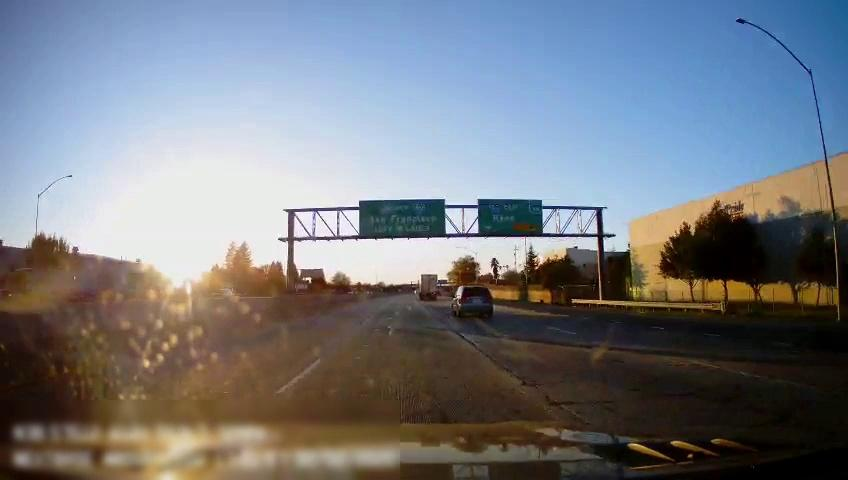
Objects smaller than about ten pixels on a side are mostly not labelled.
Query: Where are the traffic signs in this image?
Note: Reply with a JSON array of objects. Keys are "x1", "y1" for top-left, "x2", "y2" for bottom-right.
[
  {"x1": 477, "y1": 198, "x2": 543, "y2": 235},
  {"x1": 358, "y1": 200, "x2": 446, "y2": 236}
]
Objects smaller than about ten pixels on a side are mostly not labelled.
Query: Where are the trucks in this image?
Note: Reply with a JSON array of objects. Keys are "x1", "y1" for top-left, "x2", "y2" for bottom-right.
[{"x1": 419, "y1": 273, "x2": 438, "y2": 300}]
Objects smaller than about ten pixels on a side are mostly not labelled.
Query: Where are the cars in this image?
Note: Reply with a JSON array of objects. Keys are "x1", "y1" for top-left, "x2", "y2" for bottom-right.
[{"x1": 451, "y1": 285, "x2": 494, "y2": 319}]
